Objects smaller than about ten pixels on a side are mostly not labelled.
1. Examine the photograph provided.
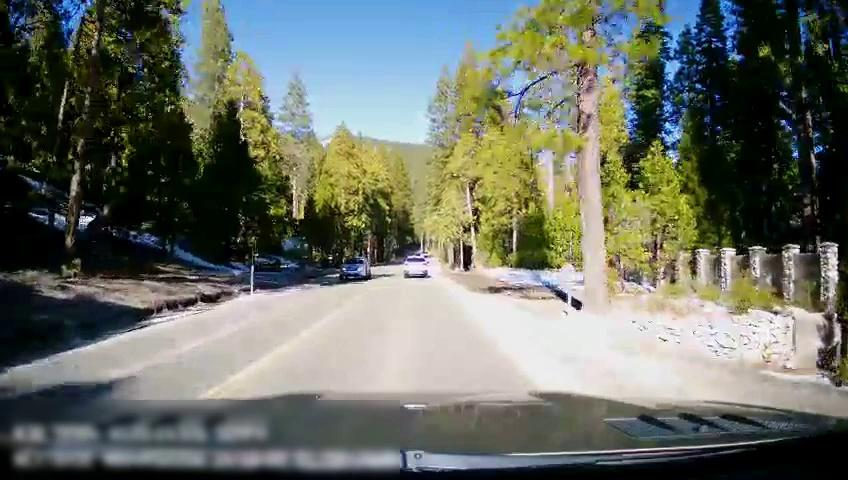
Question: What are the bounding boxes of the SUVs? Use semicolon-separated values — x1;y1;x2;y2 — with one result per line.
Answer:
403;255;431;279
338;255;372;281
